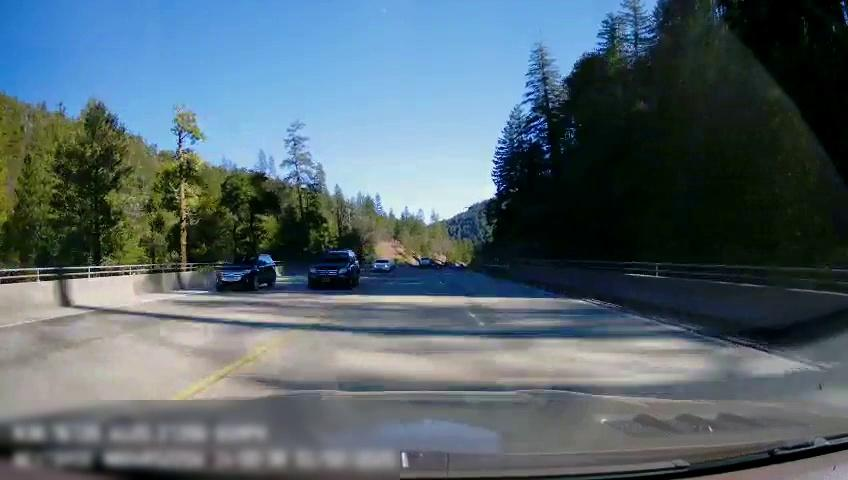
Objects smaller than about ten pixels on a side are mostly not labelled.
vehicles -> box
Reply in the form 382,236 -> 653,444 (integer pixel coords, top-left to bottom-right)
308,249 -> 361,290
420,256 -> 434,269
214,253 -> 278,292
372,259 -> 392,273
